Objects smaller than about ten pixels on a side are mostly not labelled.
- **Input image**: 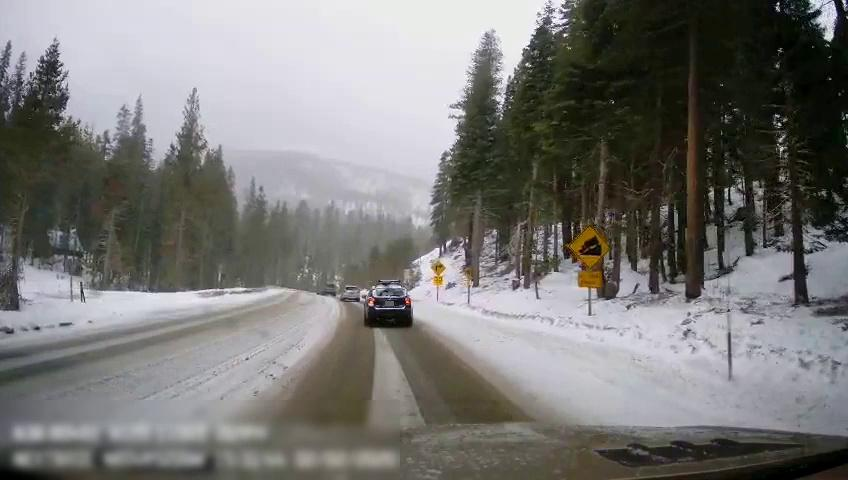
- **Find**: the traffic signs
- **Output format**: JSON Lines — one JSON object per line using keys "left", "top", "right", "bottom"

{"left": 566, "top": 224, "right": 611, "bottom": 271}
{"left": 578, "top": 271, "right": 603, "bottom": 289}
{"left": 433, "top": 275, "right": 444, "bottom": 286}
{"left": 403, "top": 268, "right": 411, "bottom": 280}
{"left": 430, "top": 260, "right": 447, "bottom": 276}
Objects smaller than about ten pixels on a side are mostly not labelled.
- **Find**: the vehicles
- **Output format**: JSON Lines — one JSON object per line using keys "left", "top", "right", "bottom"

{"left": 321, "top": 284, "right": 337, "bottom": 297}
{"left": 340, "top": 287, "right": 361, "bottom": 303}
{"left": 362, "top": 279, "right": 413, "bottom": 327}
